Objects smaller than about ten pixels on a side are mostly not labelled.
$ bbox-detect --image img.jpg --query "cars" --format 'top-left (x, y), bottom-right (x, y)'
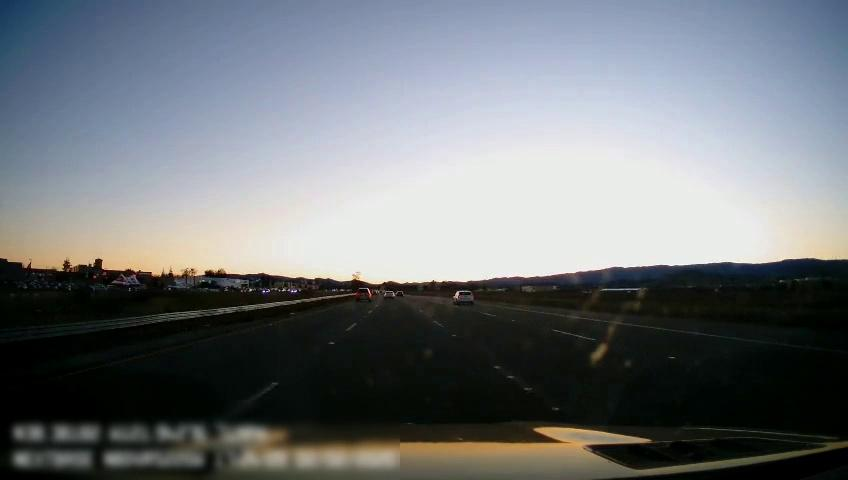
top-left (383, 290), bottom-right (395, 300)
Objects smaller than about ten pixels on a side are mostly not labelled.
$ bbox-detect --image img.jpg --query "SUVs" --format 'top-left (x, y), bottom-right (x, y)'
top-left (452, 290), bottom-right (474, 306)
top-left (356, 288), bottom-right (371, 302)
